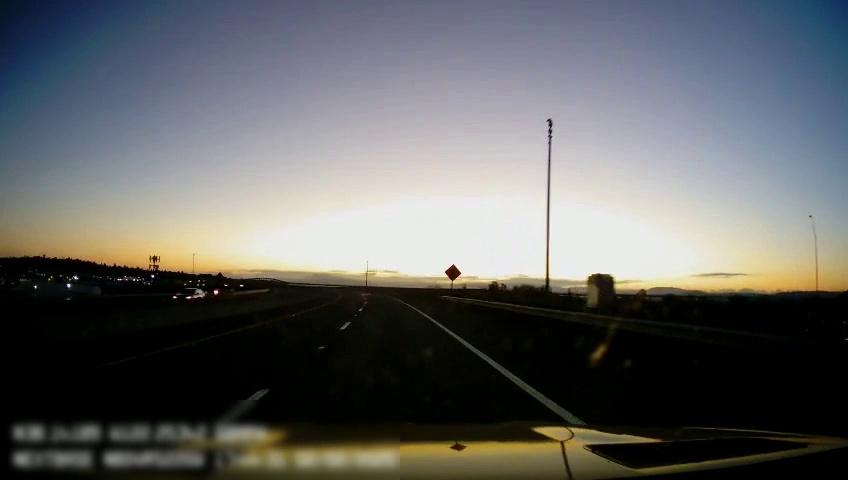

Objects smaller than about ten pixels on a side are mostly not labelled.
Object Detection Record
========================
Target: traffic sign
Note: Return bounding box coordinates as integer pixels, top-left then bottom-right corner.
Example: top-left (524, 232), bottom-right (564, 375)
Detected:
top-left (444, 263), bottom-right (462, 282)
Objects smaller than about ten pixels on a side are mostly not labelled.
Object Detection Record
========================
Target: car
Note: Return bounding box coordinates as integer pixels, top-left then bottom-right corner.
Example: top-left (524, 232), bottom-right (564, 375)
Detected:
top-left (171, 287), bottom-right (206, 302)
